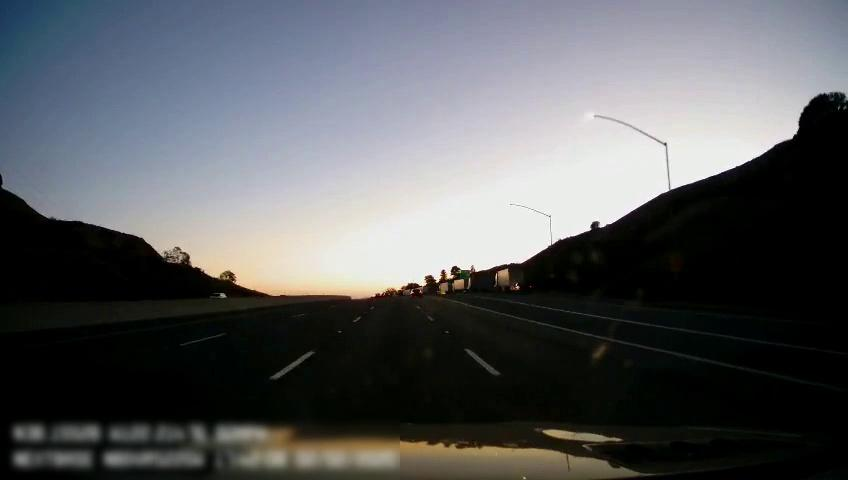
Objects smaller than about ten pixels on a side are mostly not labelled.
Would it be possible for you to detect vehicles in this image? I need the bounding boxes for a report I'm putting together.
[209,292,227,299]
[437,281,453,293]
[450,277,468,294]
[492,268,526,293]
[511,280,532,294]
[409,288,423,299]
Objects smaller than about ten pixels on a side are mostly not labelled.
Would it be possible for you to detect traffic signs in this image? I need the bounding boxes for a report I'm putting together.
[461,270,470,281]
